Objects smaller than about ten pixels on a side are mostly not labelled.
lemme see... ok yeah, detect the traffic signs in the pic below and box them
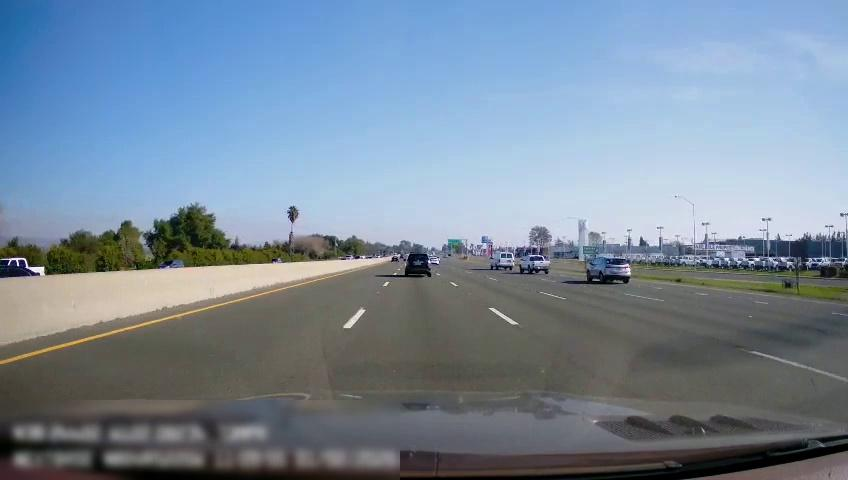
[582,245,596,256]
[447,239,462,246]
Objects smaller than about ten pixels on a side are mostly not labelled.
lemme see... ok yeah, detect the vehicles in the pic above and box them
[0,265,41,278]
[584,255,633,284]
[269,258,283,264]
[429,256,440,266]
[0,257,46,276]
[519,254,552,275]
[403,253,432,278]
[158,259,185,269]
[489,251,515,271]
